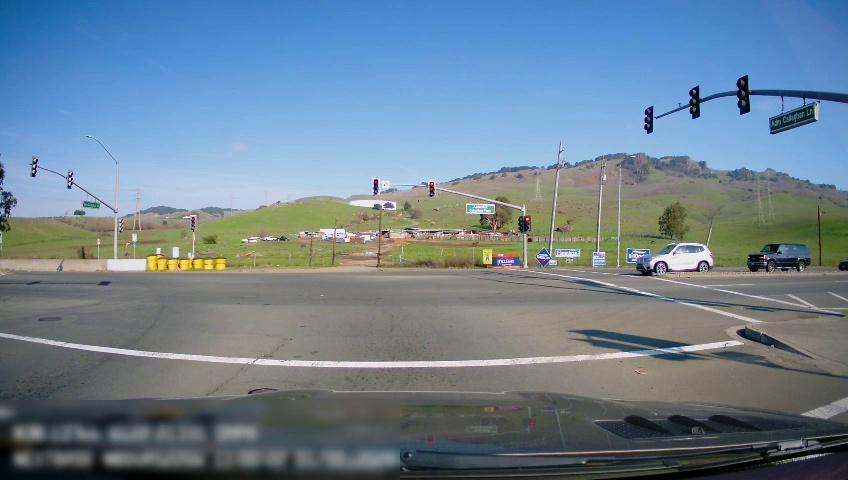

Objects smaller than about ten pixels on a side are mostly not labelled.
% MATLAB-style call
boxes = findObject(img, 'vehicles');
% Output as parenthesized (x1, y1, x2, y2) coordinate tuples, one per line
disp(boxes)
(746, 243, 812, 273)
(838, 261, 848, 272)
(636, 242, 714, 276)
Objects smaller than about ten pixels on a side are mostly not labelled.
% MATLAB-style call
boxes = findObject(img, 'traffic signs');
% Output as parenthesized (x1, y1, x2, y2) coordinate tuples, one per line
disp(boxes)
(81, 199, 101, 209)
(768, 100, 821, 135)
(464, 201, 497, 216)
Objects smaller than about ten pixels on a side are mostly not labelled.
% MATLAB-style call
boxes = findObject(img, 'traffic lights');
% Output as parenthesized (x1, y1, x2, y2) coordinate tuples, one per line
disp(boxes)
(30, 156, 40, 178)
(735, 74, 751, 115)
(523, 214, 533, 232)
(371, 176, 382, 196)
(426, 178, 437, 197)
(117, 215, 125, 233)
(687, 84, 702, 120)
(643, 104, 655, 135)
(66, 168, 75, 190)
(189, 214, 198, 232)
(517, 215, 525, 232)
